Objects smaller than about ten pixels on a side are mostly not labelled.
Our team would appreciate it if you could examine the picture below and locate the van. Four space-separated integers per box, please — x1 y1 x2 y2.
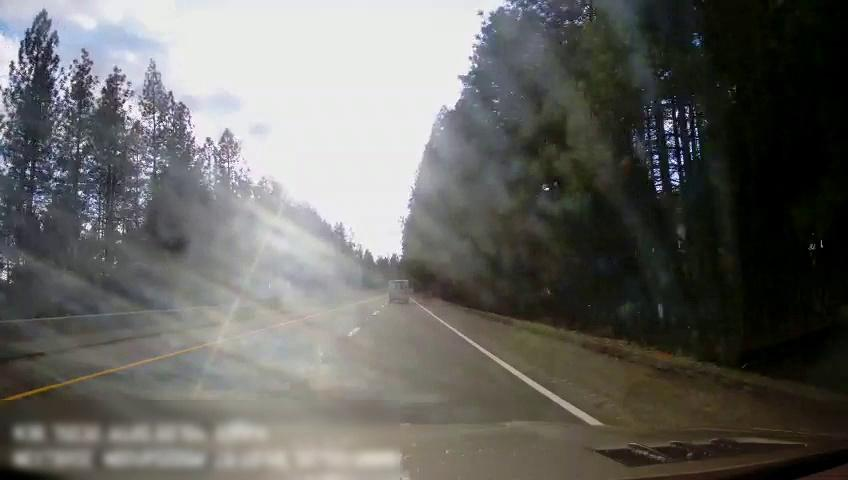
388 279 411 304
